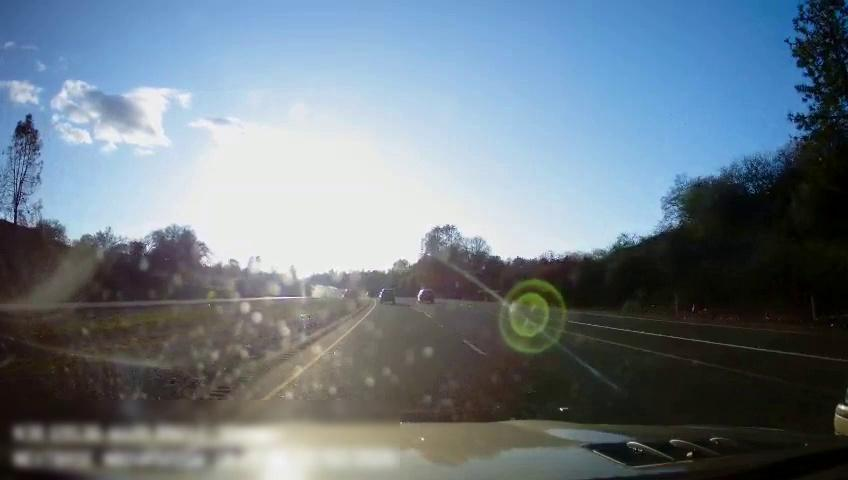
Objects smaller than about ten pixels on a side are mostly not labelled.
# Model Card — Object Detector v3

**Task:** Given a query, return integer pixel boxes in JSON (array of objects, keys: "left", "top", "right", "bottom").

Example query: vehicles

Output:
[
  {"left": 832, "top": 395, "right": 848, "bottom": 435},
  {"left": 419, "top": 290, "right": 434, "bottom": 303},
  {"left": 380, "top": 290, "right": 395, "bottom": 304}
]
